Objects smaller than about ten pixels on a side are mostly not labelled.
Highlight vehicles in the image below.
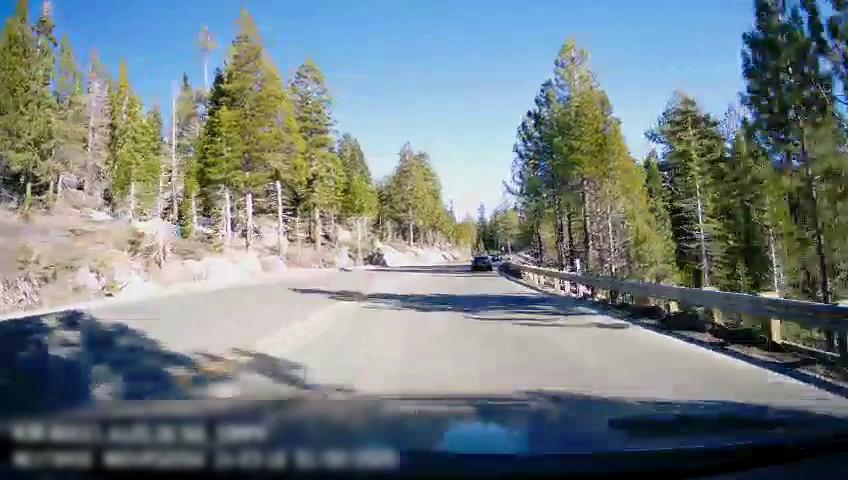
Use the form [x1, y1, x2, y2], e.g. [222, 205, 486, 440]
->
[471, 255, 492, 272]
[489, 254, 502, 263]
